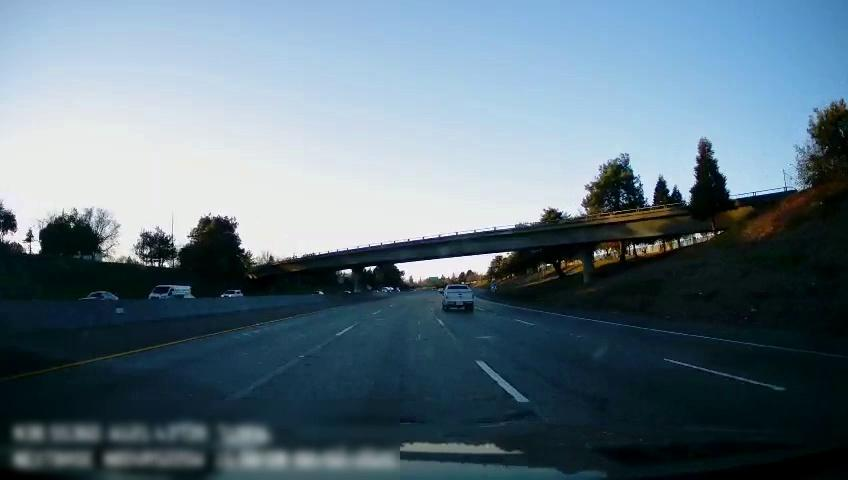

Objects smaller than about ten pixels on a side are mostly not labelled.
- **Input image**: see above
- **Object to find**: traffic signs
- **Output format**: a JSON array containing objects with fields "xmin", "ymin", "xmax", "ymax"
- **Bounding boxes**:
[{"xmin": 428, "ymin": 277, "xmax": 439, "ymax": 283}]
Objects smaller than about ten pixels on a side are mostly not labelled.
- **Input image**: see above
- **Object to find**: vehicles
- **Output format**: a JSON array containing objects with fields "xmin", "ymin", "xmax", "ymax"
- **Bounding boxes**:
[
  {"xmin": 147, "ymin": 284, "xmax": 192, "ymax": 300},
  {"xmin": 221, "ymin": 289, "xmax": 244, "ymax": 298},
  {"xmin": 439, "ymin": 284, "xmax": 473, "ymax": 310},
  {"xmin": 78, "ymin": 290, "xmax": 119, "ymax": 301},
  {"xmin": 168, "ymin": 291, "xmax": 195, "ymax": 301},
  {"xmin": 312, "ymin": 290, "xmax": 324, "ymax": 295}
]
